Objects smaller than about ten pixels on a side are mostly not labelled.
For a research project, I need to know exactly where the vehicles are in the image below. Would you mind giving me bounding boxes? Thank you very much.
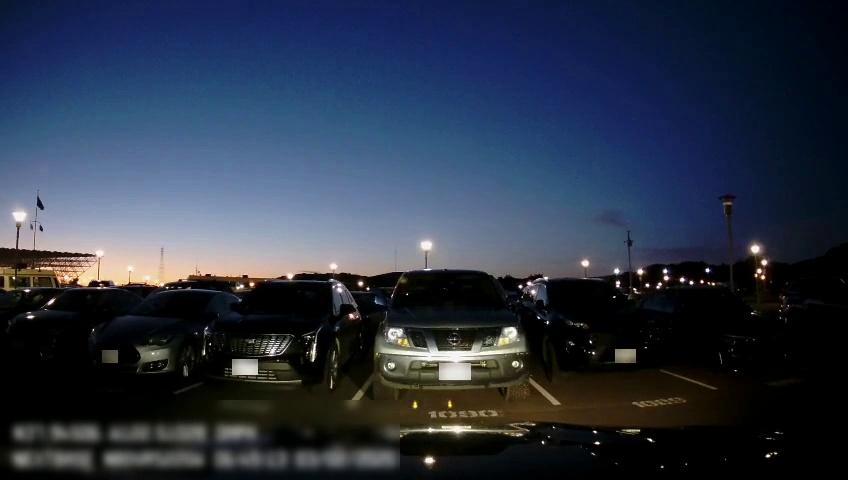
[199,277,367,392]
[778,275,848,331]
[366,267,534,404]
[0,265,64,296]
[631,284,794,373]
[0,286,149,361]
[0,286,73,332]
[87,287,241,383]
[86,278,116,287]
[510,276,669,388]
